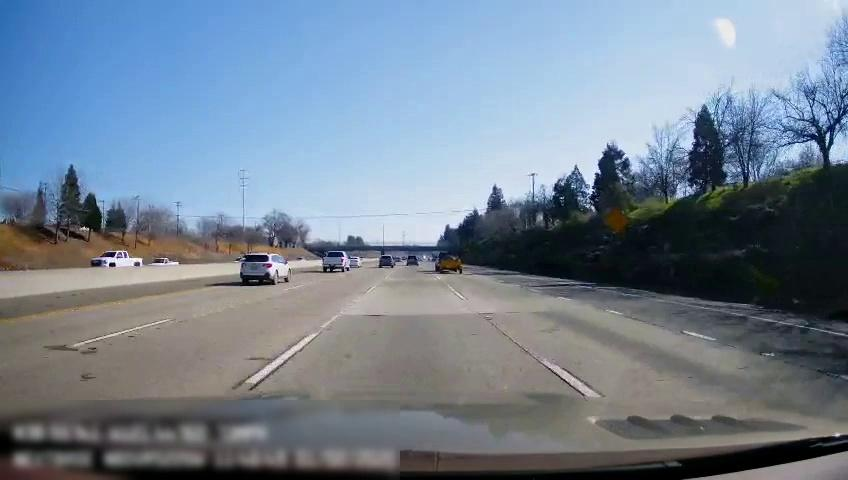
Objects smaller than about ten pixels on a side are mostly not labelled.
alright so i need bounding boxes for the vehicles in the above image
[378,254,395,269]
[238,253,294,286]
[404,256,418,267]
[434,256,464,274]
[349,256,361,269]
[231,257,243,264]
[87,250,143,269]
[151,257,180,266]
[322,251,351,273]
